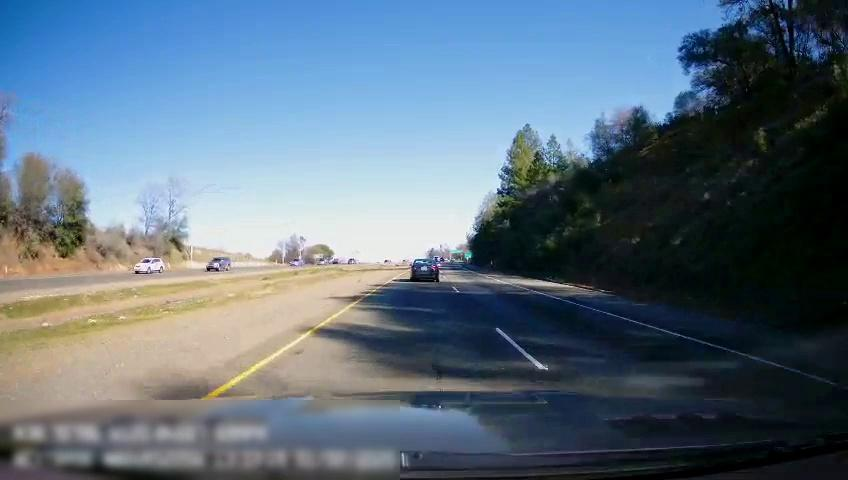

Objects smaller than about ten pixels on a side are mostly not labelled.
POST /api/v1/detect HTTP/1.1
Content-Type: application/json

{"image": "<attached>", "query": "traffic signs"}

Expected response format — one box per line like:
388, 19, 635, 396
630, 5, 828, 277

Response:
463, 251, 474, 259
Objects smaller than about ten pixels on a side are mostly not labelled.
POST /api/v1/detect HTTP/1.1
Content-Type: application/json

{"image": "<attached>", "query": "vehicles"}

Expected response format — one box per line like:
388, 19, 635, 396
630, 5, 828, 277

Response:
206, 256, 231, 273
288, 258, 305, 267
407, 258, 435, 282
134, 258, 164, 274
